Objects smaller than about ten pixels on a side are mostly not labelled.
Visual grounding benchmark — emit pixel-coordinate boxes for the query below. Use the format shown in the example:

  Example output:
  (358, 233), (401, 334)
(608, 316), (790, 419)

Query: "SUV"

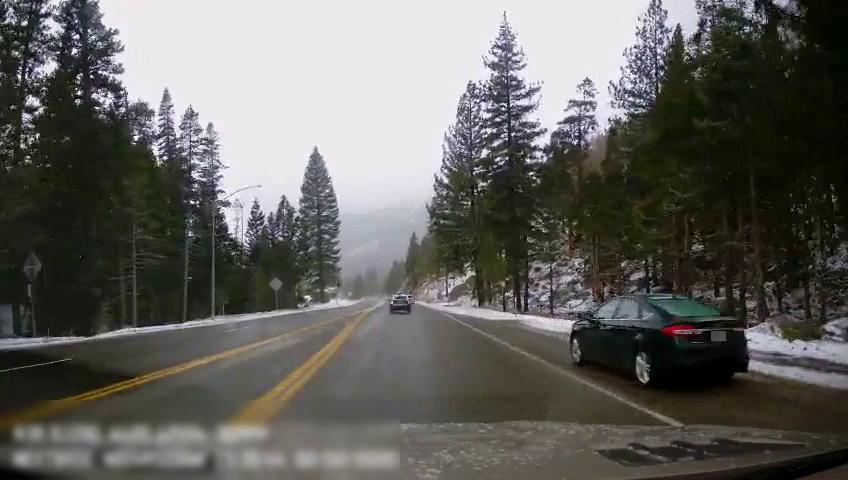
(387, 291), (412, 314)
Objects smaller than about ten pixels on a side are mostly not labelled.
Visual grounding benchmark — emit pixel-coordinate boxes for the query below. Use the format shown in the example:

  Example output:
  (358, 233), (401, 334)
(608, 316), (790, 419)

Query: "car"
(567, 292), (750, 389)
